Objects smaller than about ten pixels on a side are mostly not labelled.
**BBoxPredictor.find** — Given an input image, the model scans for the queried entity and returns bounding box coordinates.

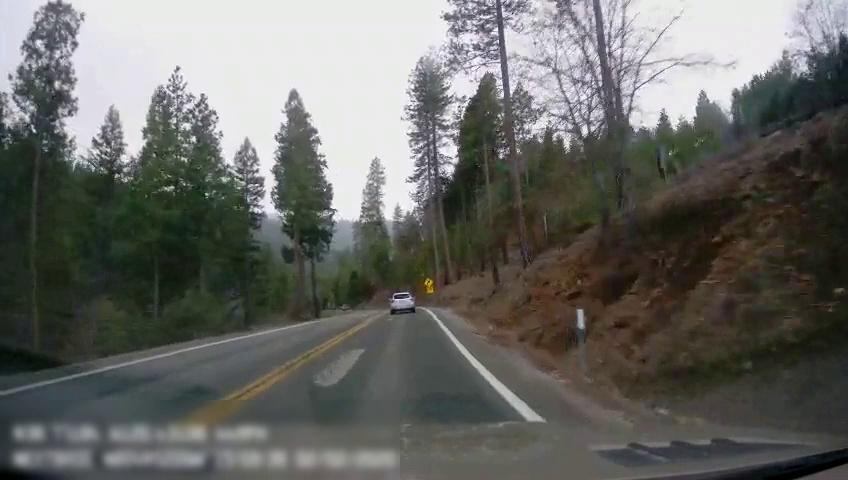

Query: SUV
[390,292,415,314]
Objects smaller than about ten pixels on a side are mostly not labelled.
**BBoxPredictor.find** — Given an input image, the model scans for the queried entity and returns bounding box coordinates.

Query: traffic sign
[423,278,434,287]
